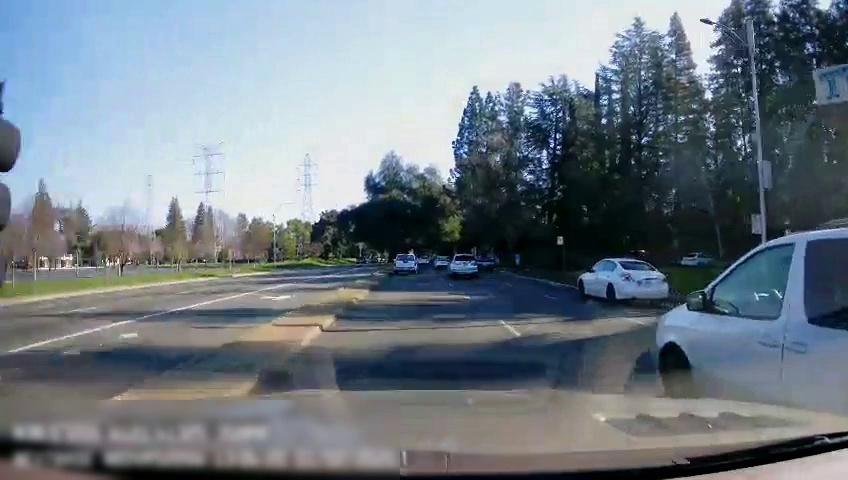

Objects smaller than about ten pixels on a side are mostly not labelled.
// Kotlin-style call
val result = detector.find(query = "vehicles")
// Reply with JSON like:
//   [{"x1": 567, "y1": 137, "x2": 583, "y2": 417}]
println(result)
[
  {"x1": 417, "y1": 255, "x2": 430, "y2": 265},
  {"x1": 433, "y1": 255, "x2": 448, "y2": 270},
  {"x1": 575, "y1": 257, "x2": 672, "y2": 306},
  {"x1": 477, "y1": 250, "x2": 497, "y2": 272},
  {"x1": 392, "y1": 253, "x2": 418, "y2": 275},
  {"x1": 447, "y1": 253, "x2": 480, "y2": 277},
  {"x1": 652, "y1": 225, "x2": 848, "y2": 418}
]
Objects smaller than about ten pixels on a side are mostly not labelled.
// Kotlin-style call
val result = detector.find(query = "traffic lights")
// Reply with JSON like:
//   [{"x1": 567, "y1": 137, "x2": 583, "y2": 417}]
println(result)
[{"x1": 0, "y1": 116, "x2": 23, "y2": 230}]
